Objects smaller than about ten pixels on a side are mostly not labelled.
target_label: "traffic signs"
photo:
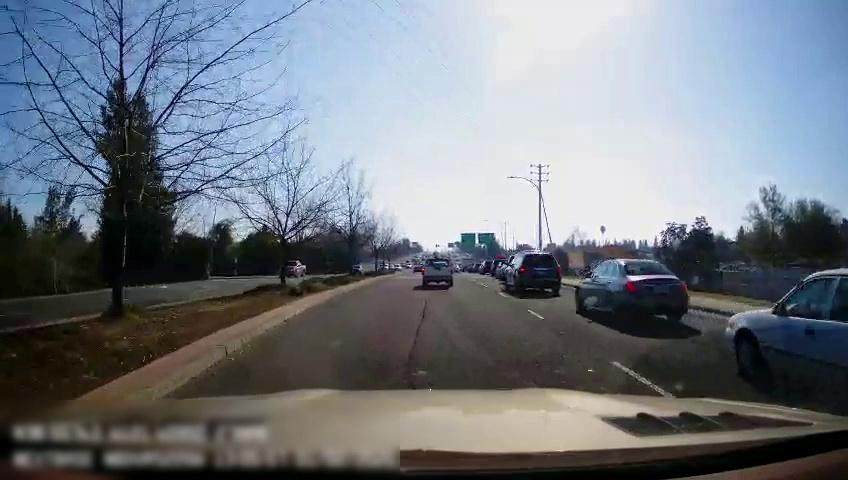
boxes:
[477,232,496,249]
[460,232,476,248]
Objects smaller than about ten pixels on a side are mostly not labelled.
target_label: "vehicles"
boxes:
[723,268,848,395]
[575,259,690,328]
[351,264,364,273]
[495,259,510,281]
[490,258,508,277]
[286,260,307,278]
[413,263,421,273]
[377,263,391,272]
[421,258,454,286]
[503,252,562,299]
[479,259,491,276]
